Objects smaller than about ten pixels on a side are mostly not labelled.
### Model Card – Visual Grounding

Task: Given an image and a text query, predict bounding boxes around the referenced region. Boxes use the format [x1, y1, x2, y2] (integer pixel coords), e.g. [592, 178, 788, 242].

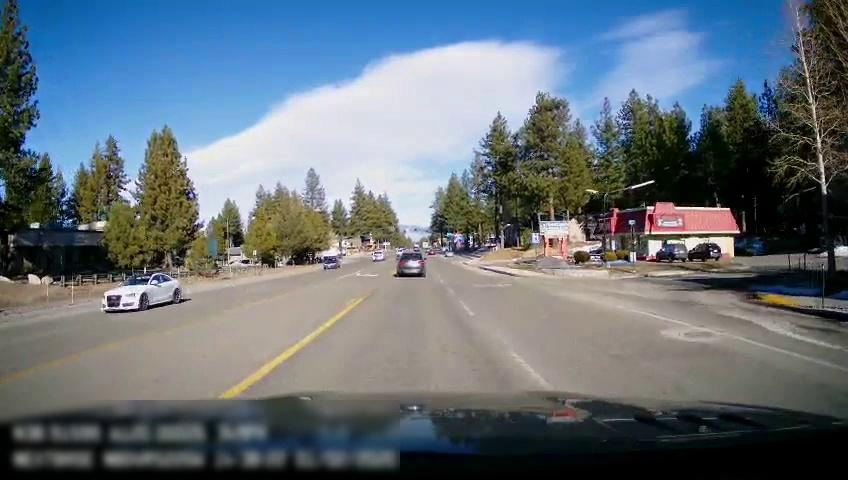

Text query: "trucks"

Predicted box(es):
[372, 251, 385, 262]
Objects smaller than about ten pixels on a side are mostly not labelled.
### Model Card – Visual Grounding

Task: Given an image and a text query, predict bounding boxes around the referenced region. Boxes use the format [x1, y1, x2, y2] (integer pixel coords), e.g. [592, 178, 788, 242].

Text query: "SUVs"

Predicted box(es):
[656, 243, 688, 263]
[688, 242, 722, 263]
[398, 252, 426, 277]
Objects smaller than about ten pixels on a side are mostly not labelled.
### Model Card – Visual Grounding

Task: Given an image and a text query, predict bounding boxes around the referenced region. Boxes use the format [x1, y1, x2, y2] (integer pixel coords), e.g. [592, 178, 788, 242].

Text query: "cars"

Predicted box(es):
[102, 272, 183, 314]
[323, 258, 340, 271]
